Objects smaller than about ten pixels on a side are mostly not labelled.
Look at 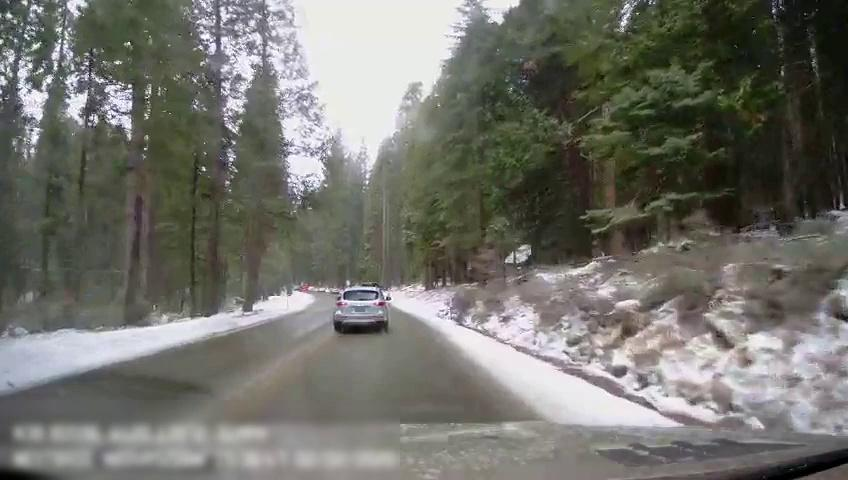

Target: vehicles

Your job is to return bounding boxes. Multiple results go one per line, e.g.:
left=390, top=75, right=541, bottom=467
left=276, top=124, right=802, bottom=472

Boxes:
left=333, top=286, right=392, bottom=332
left=357, top=281, right=382, bottom=294
left=330, top=287, right=340, bottom=294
